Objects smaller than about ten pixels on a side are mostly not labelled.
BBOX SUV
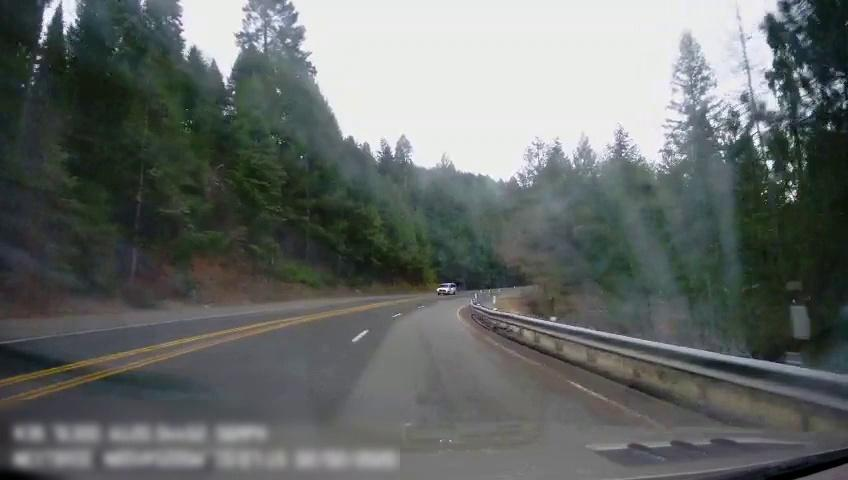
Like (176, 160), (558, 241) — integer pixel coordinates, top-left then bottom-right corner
(436, 282), (457, 295)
